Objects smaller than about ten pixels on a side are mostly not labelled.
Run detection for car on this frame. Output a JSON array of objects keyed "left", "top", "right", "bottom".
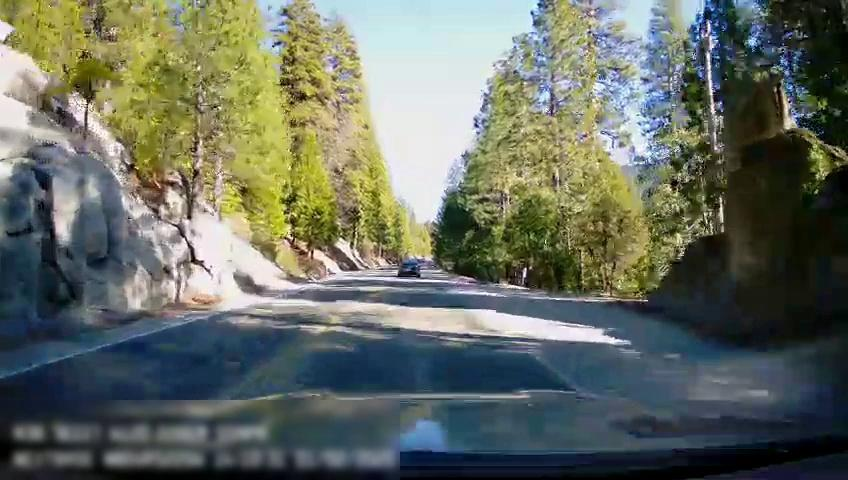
[{"left": 398, "top": 258, "right": 421, "bottom": 277}]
